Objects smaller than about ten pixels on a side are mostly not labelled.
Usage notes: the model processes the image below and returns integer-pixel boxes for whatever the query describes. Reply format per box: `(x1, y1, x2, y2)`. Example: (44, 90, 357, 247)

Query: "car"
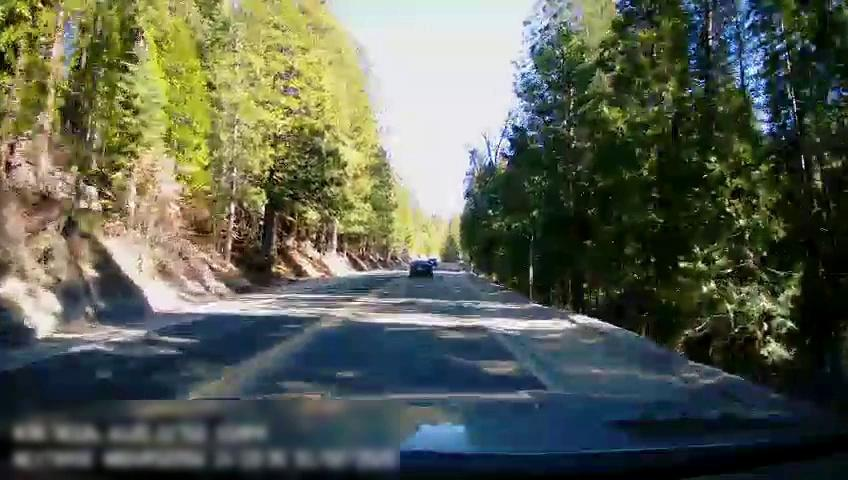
(410, 259, 434, 278)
